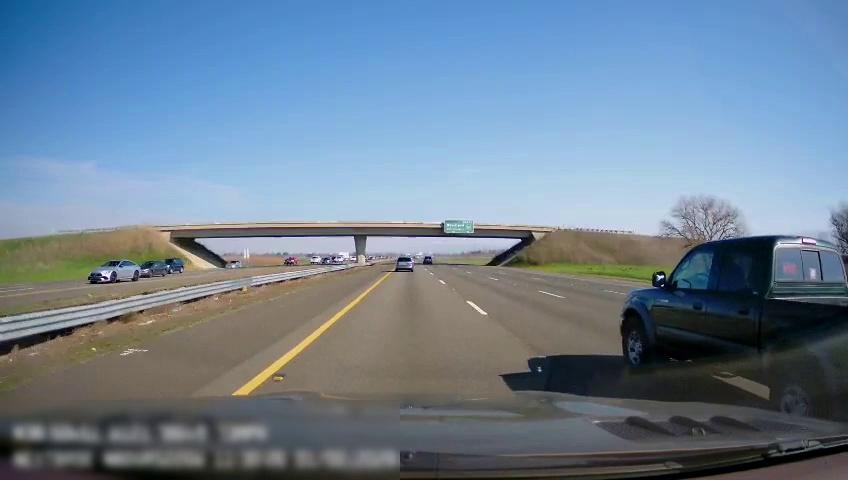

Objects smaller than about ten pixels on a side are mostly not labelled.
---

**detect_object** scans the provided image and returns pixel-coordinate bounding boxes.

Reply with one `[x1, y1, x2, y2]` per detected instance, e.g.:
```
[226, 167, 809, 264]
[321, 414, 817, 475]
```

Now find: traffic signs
[443, 218, 475, 233]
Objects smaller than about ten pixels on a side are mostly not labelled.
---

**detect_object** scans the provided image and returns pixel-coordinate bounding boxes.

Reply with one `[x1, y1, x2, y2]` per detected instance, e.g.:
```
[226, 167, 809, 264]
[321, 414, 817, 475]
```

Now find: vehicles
[225, 260, 242, 270]
[140, 261, 169, 279]
[395, 256, 414, 273]
[310, 256, 321, 265]
[620, 234, 848, 422]
[286, 256, 299, 266]
[87, 259, 143, 285]
[321, 257, 332, 265]
[423, 256, 433, 265]
[163, 258, 185, 275]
